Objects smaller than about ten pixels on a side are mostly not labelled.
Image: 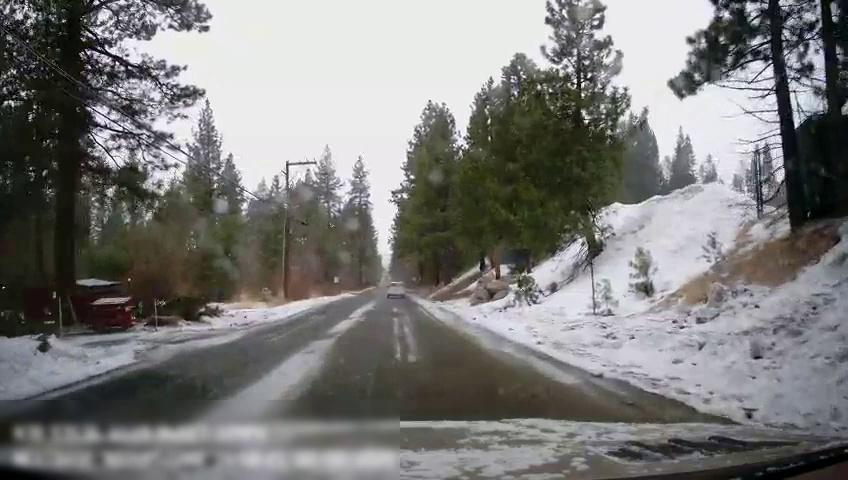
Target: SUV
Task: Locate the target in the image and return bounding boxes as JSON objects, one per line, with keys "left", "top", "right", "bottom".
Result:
{"left": 386, "top": 280, "right": 407, "bottom": 299}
